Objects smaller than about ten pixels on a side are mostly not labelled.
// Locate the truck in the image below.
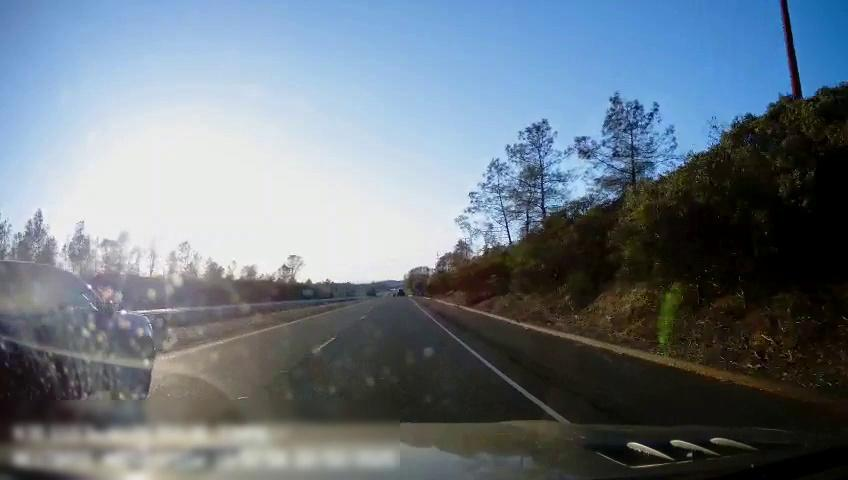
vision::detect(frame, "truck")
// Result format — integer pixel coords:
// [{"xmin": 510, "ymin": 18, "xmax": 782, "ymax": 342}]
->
[{"xmin": 0, "ymin": 260, "xmax": 157, "ymax": 424}]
